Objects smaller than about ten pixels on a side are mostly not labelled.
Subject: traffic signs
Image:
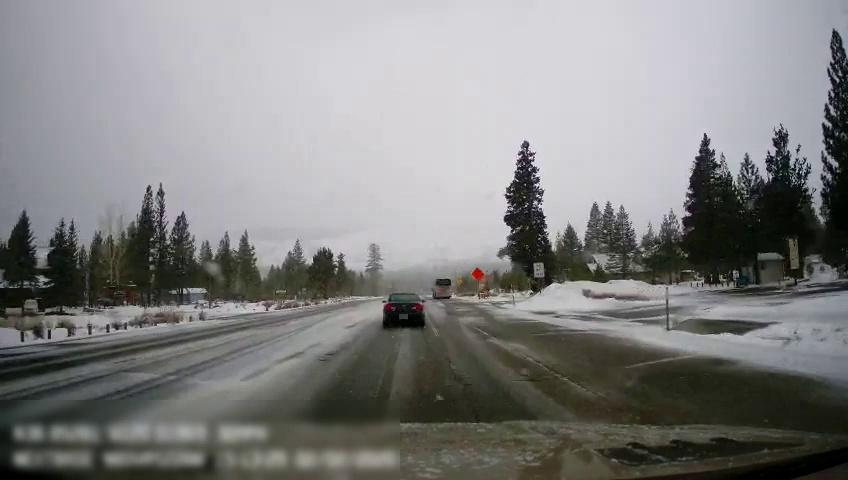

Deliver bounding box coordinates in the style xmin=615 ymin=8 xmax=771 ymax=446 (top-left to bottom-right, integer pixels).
xmin=471 ymin=267 xmax=484 ymax=280
xmin=533 ymin=263 xmax=545 ymax=278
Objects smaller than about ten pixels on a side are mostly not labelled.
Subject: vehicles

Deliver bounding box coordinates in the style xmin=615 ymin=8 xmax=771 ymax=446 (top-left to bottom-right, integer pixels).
xmin=381 ymin=292 xmax=426 ymax=327
xmin=432 ymin=278 xmax=452 ymax=300
xmin=23 ymin=300 xmax=39 ymax=313
xmin=33 ymin=298 xmax=45 ymax=312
